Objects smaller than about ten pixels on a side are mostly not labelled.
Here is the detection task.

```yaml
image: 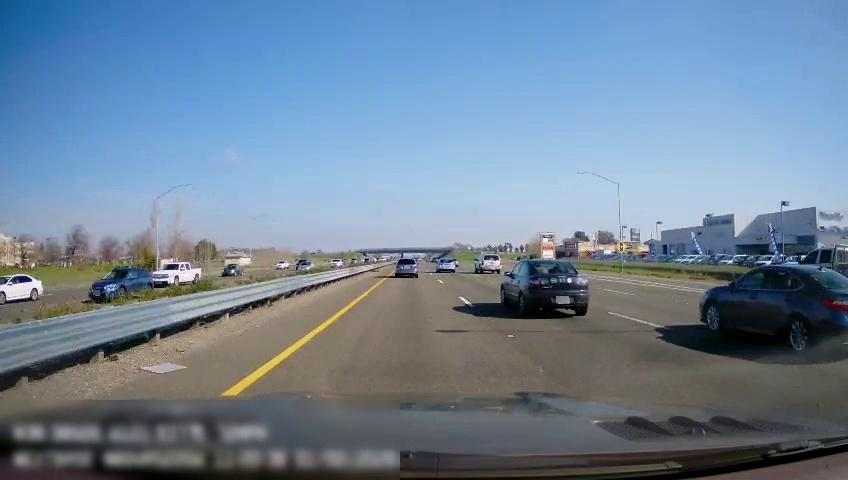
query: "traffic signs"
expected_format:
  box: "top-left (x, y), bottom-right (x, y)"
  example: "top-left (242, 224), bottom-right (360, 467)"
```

top-left (616, 241), bottom-right (627, 252)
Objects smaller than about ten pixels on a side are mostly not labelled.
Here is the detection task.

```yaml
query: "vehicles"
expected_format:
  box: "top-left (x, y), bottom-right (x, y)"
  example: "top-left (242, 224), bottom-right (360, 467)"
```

top-left (473, 253), bottom-right (502, 274)
top-left (0, 273), bottom-right (44, 306)
top-left (221, 263), bottom-right (244, 278)
top-left (435, 257), bottom-right (456, 273)
top-left (699, 264), bottom-right (848, 353)
top-left (797, 244), bottom-right (848, 280)
top-left (274, 260), bottom-right (290, 271)
top-left (88, 266), bottom-right (155, 304)
top-left (150, 261), bottom-right (202, 291)
top-left (295, 259), bottom-right (308, 271)
top-left (329, 258), bottom-right (345, 269)
top-left (297, 260), bottom-right (317, 273)
top-left (499, 258), bottom-right (592, 318)
top-left (393, 258), bottom-right (419, 279)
